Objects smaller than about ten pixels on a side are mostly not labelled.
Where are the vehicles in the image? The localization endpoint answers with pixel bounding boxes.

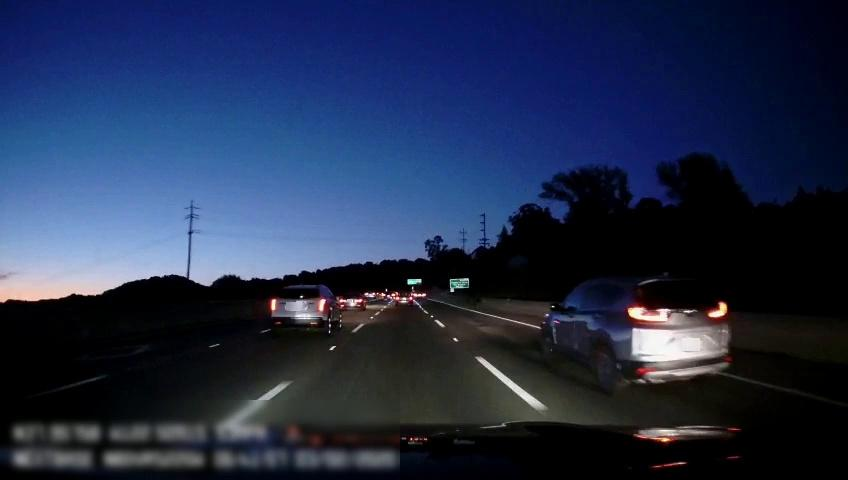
[393,290,414,308]
[539,276,732,398]
[270,284,345,337]
[339,290,367,312]
[412,287,426,300]
[383,290,397,302]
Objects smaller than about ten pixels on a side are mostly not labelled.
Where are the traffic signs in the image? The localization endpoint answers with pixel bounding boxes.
[449,279,470,289]
[406,278,421,285]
